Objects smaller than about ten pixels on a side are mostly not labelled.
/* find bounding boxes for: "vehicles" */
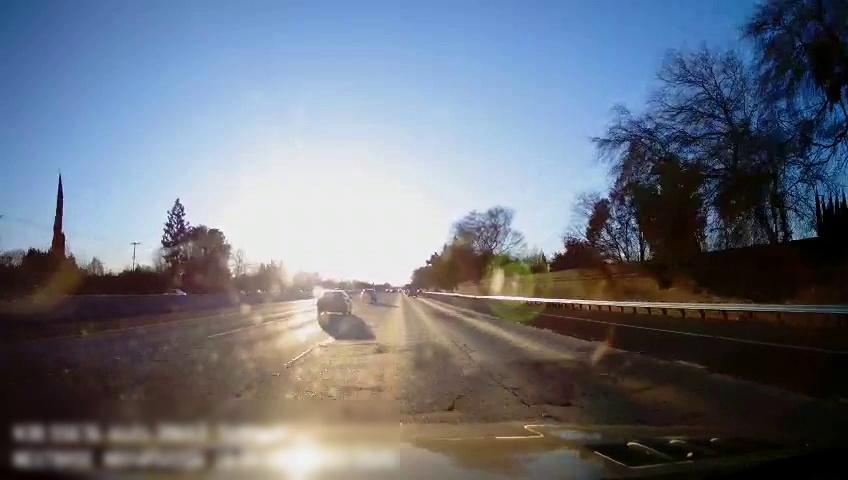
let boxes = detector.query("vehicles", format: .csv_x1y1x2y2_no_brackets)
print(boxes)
407,287,419,298
163,289,188,296
317,289,353,317
359,287,378,304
